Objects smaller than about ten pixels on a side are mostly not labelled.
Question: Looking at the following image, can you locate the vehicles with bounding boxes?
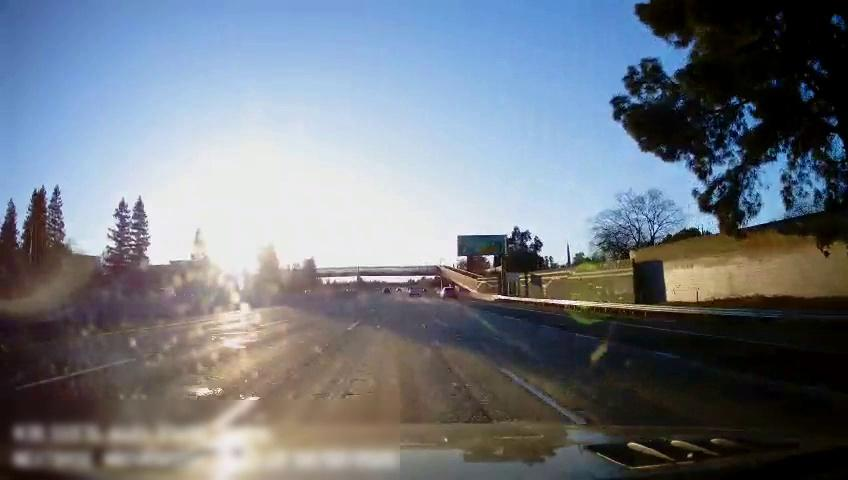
[439,286,457,299]
[382,287,392,295]
[154,287,177,297]
[407,287,421,297]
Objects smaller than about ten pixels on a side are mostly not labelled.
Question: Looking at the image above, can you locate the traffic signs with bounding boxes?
[456,234,507,256]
